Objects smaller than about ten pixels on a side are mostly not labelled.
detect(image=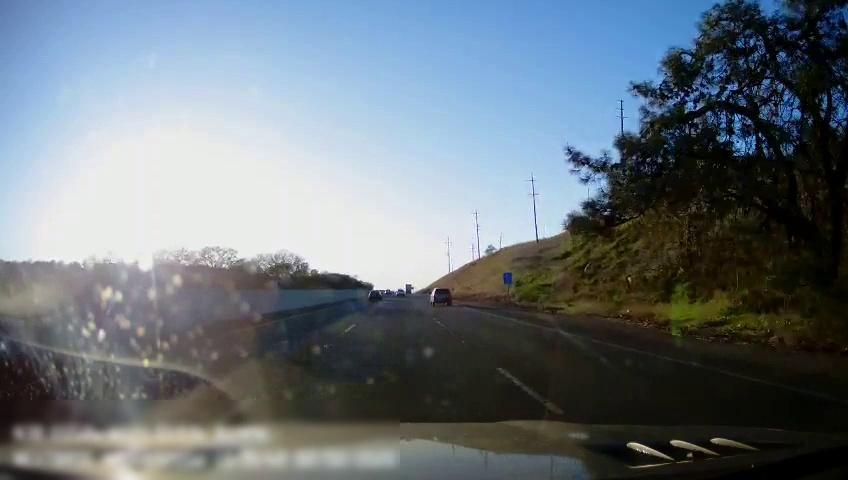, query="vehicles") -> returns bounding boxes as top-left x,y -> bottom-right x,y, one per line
369,290 -> 382,301
430,287 -> 452,306
405,283 -> 412,294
